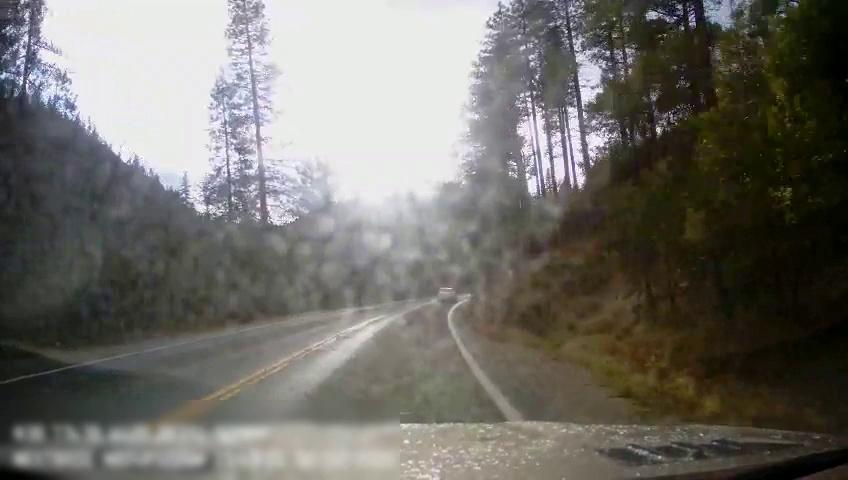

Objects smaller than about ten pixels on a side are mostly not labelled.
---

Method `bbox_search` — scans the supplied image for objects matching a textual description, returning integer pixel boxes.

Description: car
[438,286,457,303]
